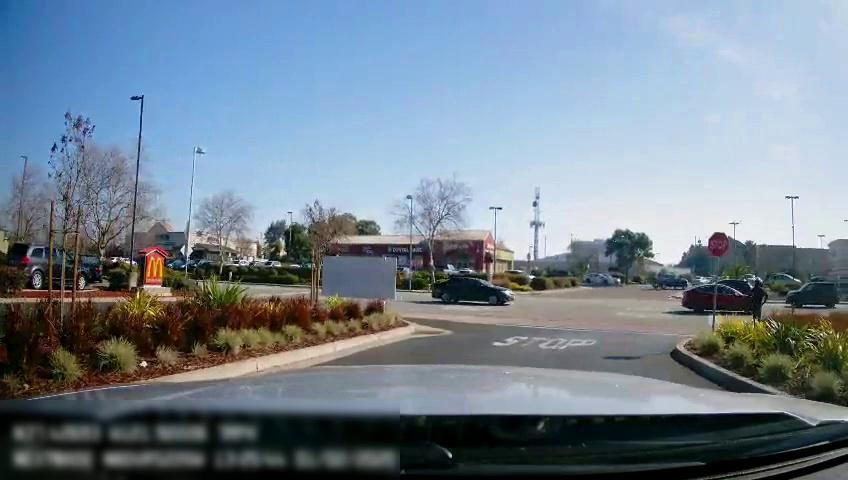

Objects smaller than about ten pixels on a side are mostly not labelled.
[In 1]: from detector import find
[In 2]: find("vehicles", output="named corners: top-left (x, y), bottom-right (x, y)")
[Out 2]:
top-left (692, 276), bottom-right (708, 285)
top-left (73, 257), bottom-right (103, 283)
top-left (784, 281), bottom-right (840, 309)
top-left (431, 277), bottom-right (516, 307)
top-left (713, 279), bottom-right (755, 296)
top-left (0, 244), bottom-right (88, 291)
top-left (681, 284), bottom-right (762, 316)
top-left (649, 273), bottom-right (689, 290)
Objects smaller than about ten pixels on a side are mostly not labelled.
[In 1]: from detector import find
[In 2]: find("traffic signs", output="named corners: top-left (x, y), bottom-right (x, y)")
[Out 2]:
top-left (708, 232), bottom-right (729, 257)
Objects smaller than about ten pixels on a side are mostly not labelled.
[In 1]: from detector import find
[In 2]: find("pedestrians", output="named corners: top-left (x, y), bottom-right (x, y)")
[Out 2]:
top-left (746, 280), bottom-right (768, 324)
